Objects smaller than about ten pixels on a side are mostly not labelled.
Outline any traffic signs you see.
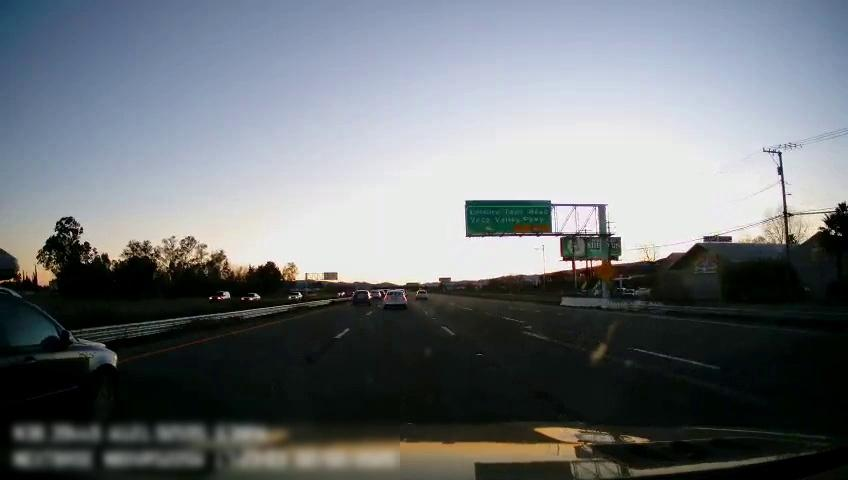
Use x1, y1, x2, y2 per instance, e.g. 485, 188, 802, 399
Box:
596, 261, 617, 281
464, 199, 554, 234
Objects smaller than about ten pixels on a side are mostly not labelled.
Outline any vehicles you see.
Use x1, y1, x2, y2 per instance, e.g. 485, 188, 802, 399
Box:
241, 293, 261, 303
288, 292, 303, 302
209, 291, 231, 304
352, 289, 374, 306
371, 290, 382, 300
415, 290, 429, 300
383, 290, 408, 309
0, 286, 120, 454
